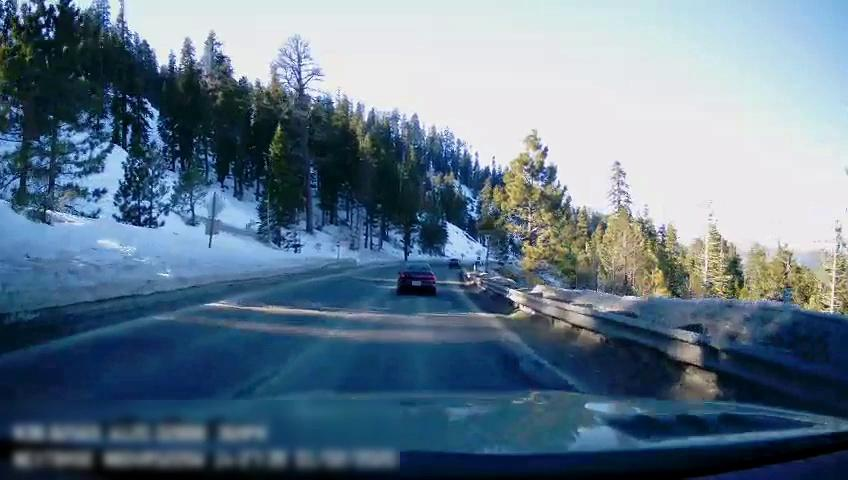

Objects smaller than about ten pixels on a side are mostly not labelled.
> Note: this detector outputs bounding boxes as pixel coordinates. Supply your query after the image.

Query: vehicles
[447,257,461,269]
[397,263,436,296]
